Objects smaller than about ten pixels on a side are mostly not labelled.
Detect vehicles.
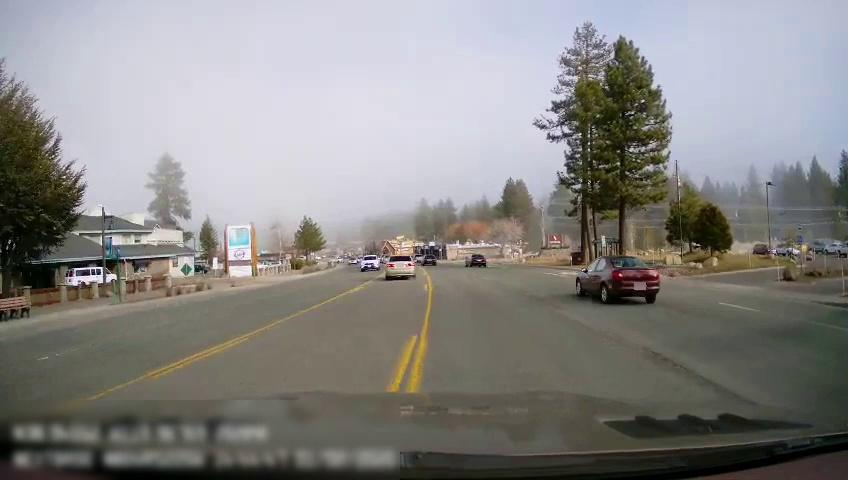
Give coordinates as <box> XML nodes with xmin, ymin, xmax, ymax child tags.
<box><xmin>823</xmin><ymin>242</ymin><xmax>848</xmax><ymax>257</ymax></box>
<box><xmin>360</xmin><ymin>255</ymin><xmax>380</xmax><ymax>271</ymax></box>
<box><xmin>414</xmin><ymin>254</ymin><xmax>425</xmax><ymax>265</ymax></box>
<box><xmin>573</xmin><ymin>256</ymin><xmax>660</xmax><ymax>305</ymax></box>
<box><xmin>386</xmin><ymin>255</ymin><xmax>415</xmax><ymax>280</ymax></box>
<box><xmin>753</xmin><ymin>243</ymin><xmax>777</xmax><ymax>257</ymax></box>
<box><xmin>806</xmin><ymin>241</ymin><xmax>828</xmax><ymax>257</ymax></box>
<box><xmin>63</xmin><ymin>266</ymin><xmax>119</xmax><ymax>289</ymax></box>
<box><xmin>422</xmin><ymin>254</ymin><xmax>438</xmax><ymax>266</ymax></box>
<box><xmin>776</xmin><ymin>244</ymin><xmax>801</xmax><ymax>257</ymax></box>
<box><xmin>348</xmin><ymin>256</ymin><xmax>359</xmax><ymax>265</ymax></box>
<box><xmin>464</xmin><ymin>252</ymin><xmax>487</xmax><ymax>268</ymax></box>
